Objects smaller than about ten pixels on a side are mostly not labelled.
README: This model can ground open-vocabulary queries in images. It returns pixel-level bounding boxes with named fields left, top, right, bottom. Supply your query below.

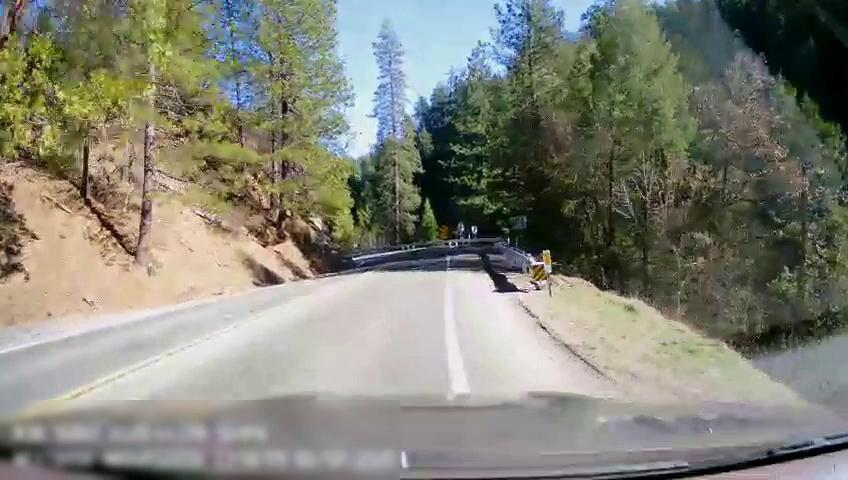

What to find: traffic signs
left=439, top=224, right=450, bottom=233
left=543, top=249, right=552, bottom=273
left=532, top=265, right=546, bottom=281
